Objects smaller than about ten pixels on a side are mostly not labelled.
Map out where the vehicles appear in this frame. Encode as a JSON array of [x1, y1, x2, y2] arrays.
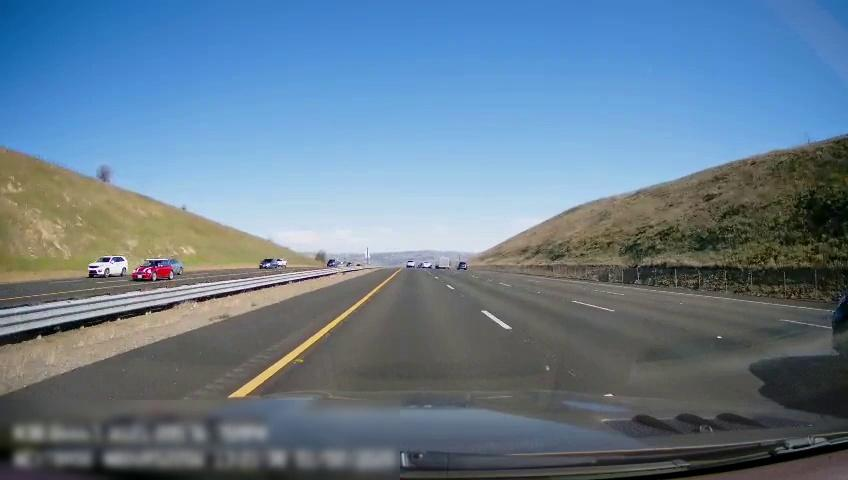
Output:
[[456, 261, 468, 270], [438, 257, 449, 269], [88, 256, 129, 278], [277, 259, 287, 267], [326, 259, 337, 267], [832, 289, 848, 365], [169, 258, 184, 276], [259, 258, 277, 269], [131, 260, 174, 282]]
